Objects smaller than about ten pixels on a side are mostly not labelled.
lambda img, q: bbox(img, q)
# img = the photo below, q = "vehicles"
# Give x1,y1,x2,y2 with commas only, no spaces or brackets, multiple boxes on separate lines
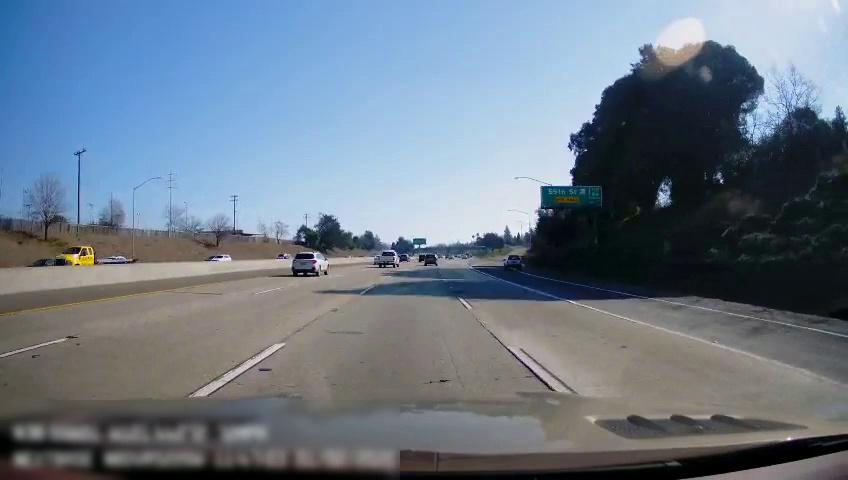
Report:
54,246,95,267
211,255,232,262
378,250,400,268
103,257,129,265
23,257,66,268
398,254,410,263
290,253,331,277
503,253,522,269
423,253,438,266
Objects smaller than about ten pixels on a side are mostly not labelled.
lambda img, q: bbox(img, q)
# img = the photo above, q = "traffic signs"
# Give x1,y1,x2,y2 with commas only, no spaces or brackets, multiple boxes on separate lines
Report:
540,184,604,211
412,238,426,246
